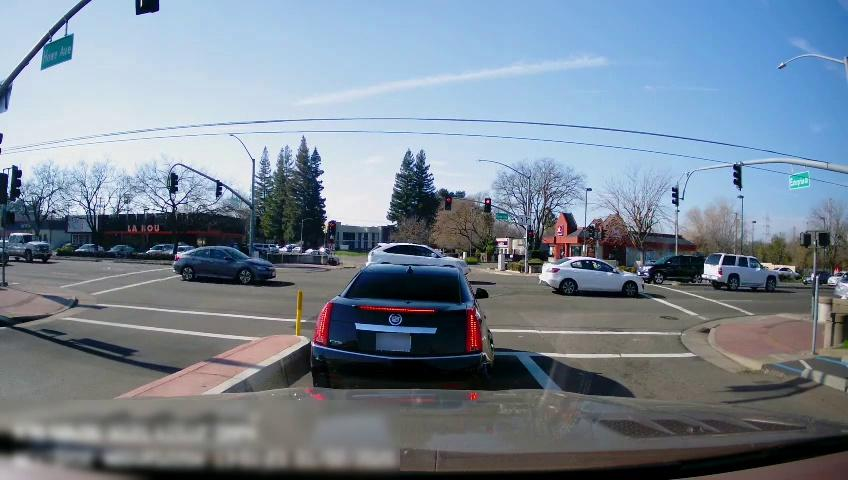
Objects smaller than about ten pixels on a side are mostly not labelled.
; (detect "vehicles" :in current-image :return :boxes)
[638,255,707,285]
[701,253,779,292]
[106,245,132,256]
[76,244,104,254]
[174,245,276,285]
[368,242,468,278]
[0,247,9,265]
[540,256,644,298]
[803,271,833,285]
[0,233,51,263]
[827,272,848,285]
[147,245,174,257]
[310,263,495,391]
[173,245,195,255]
[835,278,848,300]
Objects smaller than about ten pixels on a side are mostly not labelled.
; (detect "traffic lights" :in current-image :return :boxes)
[527,229,534,242]
[0,132,5,154]
[328,221,336,234]
[445,196,452,211]
[170,173,179,193]
[670,187,679,206]
[216,180,223,197]
[732,163,742,189]
[815,232,831,248]
[600,226,606,239]
[0,173,9,204]
[484,198,491,213]
[588,226,595,239]
[135,0,160,16]
[799,232,814,248]
[10,165,23,202]
[1,211,15,226]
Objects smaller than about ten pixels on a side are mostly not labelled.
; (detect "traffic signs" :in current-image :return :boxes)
[40,33,75,70]
[789,171,811,189]
[496,213,508,220]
